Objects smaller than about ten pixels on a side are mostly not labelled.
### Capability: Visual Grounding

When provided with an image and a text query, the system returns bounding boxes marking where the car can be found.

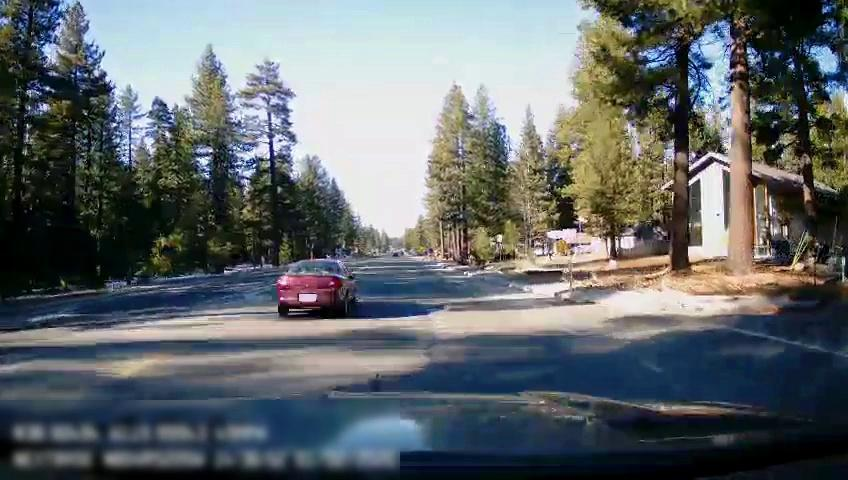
[275,259,358,320]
